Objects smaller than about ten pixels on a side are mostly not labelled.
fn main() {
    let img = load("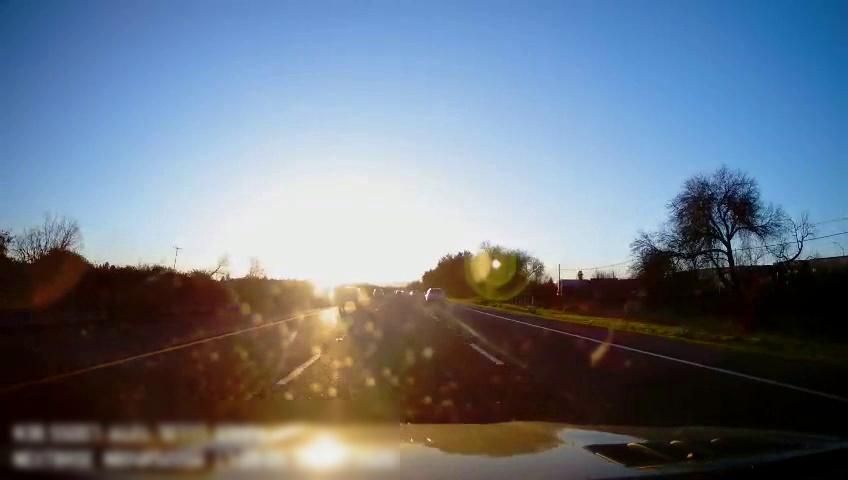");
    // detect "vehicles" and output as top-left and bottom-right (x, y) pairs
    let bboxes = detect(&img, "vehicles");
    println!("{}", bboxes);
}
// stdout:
(334, 285), (365, 313)
(425, 288), (447, 305)
(372, 288), (386, 301)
